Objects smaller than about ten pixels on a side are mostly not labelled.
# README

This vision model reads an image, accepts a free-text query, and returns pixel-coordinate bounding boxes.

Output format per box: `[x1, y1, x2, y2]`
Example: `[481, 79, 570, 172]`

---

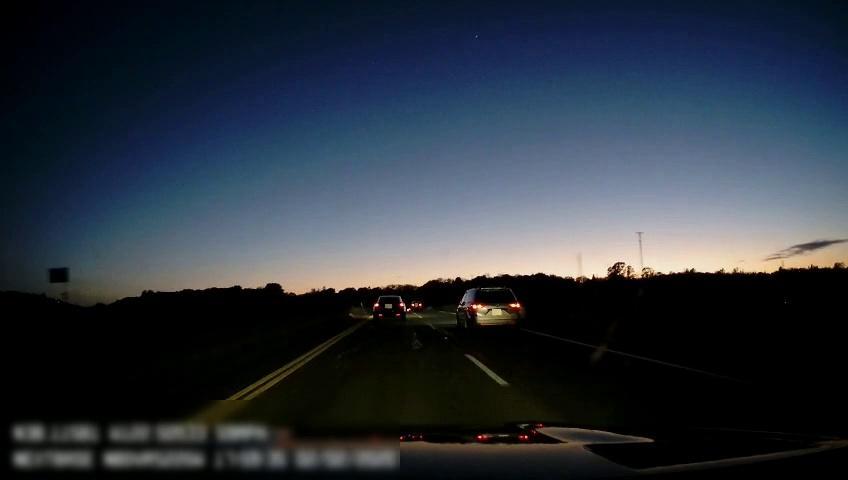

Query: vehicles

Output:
[373, 296, 406, 323]
[411, 301, 422, 311]
[457, 287, 523, 332]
